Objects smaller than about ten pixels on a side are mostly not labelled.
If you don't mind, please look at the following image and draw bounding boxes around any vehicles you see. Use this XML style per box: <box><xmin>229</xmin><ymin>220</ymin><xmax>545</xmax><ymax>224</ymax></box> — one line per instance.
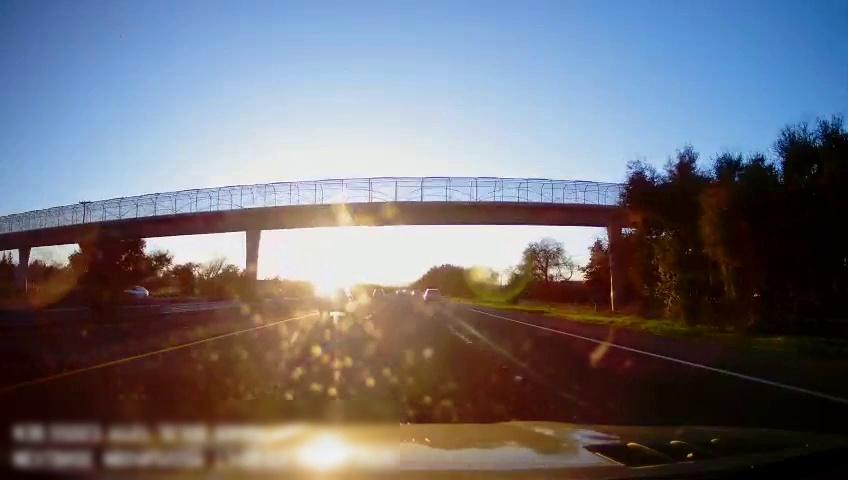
<box><xmin>372</xmin><ymin>288</ymin><xmax>386</xmax><ymax>301</ymax></box>
<box><xmin>318</xmin><ymin>288</ymin><xmax>350</xmax><ymax>318</ymax></box>
<box><xmin>122</xmin><ymin>285</ymin><xmax>150</xmax><ymax>299</ymax></box>
<box><xmin>423</xmin><ymin>288</ymin><xmax>440</xmax><ymax>303</ymax></box>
